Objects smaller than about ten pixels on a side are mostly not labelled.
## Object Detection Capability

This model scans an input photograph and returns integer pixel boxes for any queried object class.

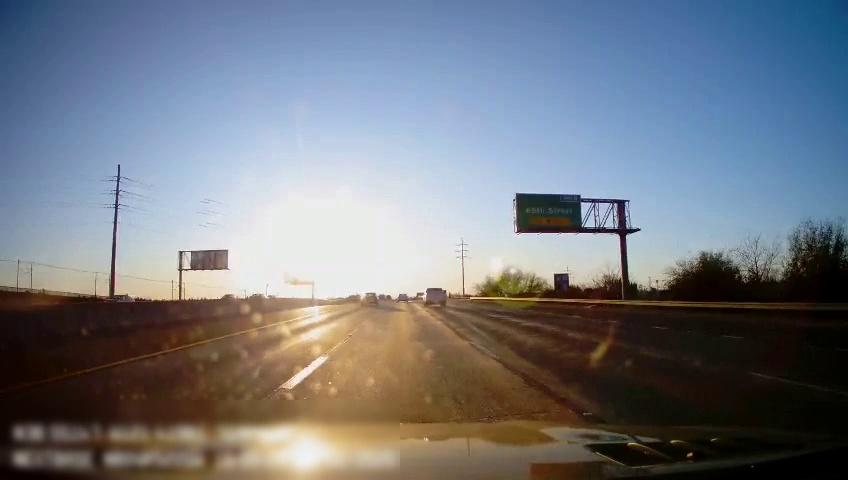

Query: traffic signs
[191,249,229,271]
[291,278,313,289]
[514,193,582,232]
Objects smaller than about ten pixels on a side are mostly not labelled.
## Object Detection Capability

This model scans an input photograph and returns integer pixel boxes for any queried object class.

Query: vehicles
[249,293,268,299]
[104,293,135,303]
[361,291,380,307]
[396,293,410,303]
[219,293,238,300]
[421,287,447,307]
